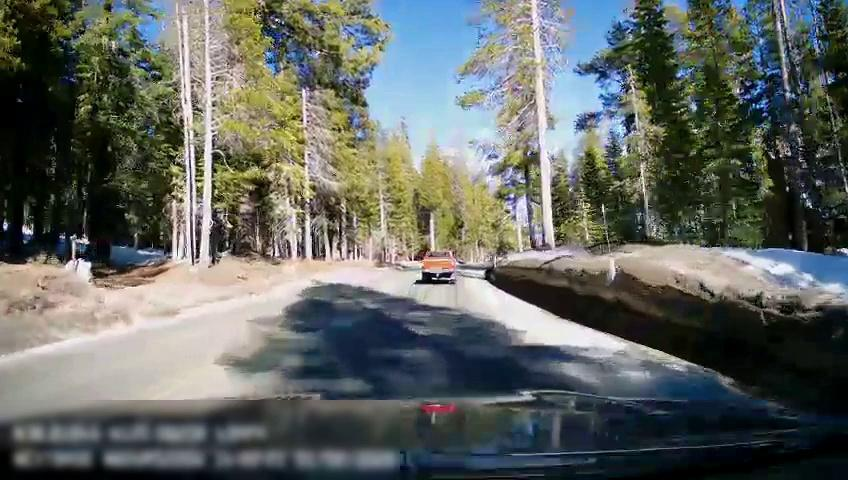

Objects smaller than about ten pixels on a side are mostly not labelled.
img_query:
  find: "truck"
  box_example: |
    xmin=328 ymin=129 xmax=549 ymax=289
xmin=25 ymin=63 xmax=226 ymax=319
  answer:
xmin=421 ymin=251 xmax=458 ymax=285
